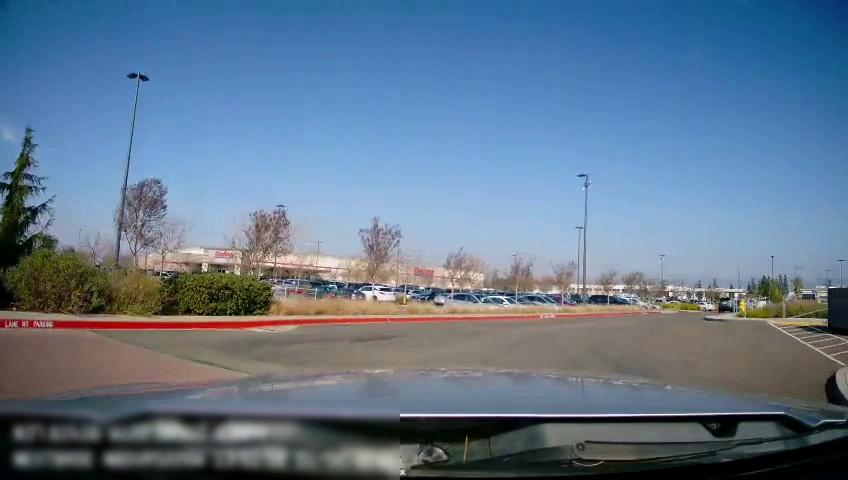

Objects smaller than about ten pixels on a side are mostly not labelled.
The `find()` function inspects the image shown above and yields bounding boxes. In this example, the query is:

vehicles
[827,287,848,334]
[718,297,735,313]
